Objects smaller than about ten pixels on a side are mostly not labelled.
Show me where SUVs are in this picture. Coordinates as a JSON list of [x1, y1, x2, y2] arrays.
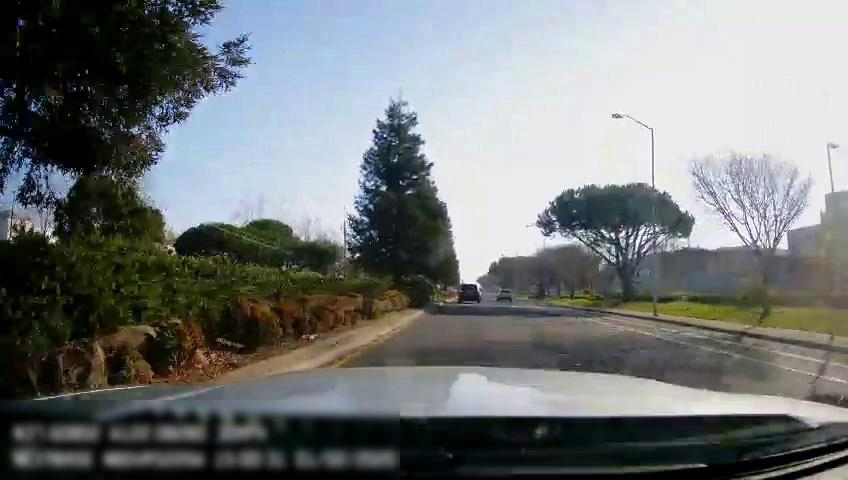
[[457, 283, 481, 304], [496, 288, 513, 302]]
